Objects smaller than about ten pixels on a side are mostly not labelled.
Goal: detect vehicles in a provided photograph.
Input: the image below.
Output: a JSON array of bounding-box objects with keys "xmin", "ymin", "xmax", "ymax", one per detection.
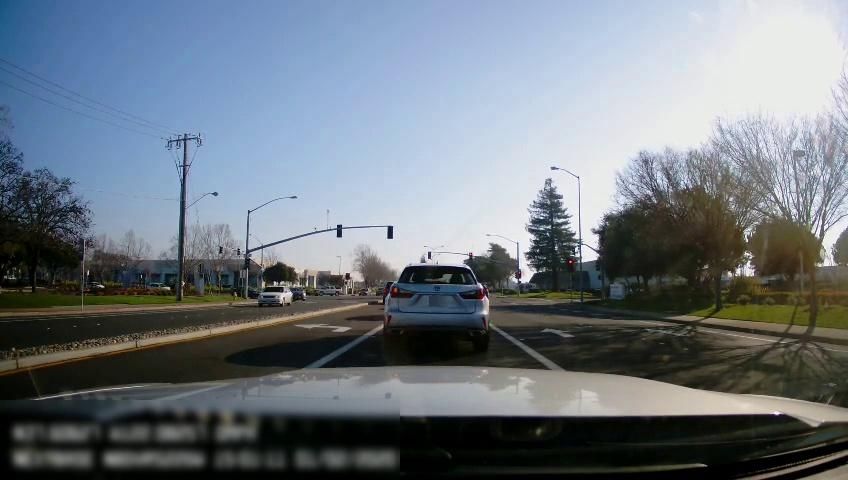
[
  {"xmin": 292, "ymin": 287, "xmax": 307, "ymax": 301},
  {"xmin": 384, "ymin": 264, "xmax": 490, "ymax": 351},
  {"xmin": 257, "ymin": 285, "xmax": 293, "ymax": 307},
  {"xmin": 314, "ymin": 285, "xmax": 340, "ymax": 297},
  {"xmin": 383, "ymin": 280, "xmax": 397, "ymax": 305},
  {"xmin": 231, "ymin": 286, "xmax": 259, "ymax": 299},
  {"xmin": 146, "ymin": 282, "xmax": 171, "ymax": 292}
]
